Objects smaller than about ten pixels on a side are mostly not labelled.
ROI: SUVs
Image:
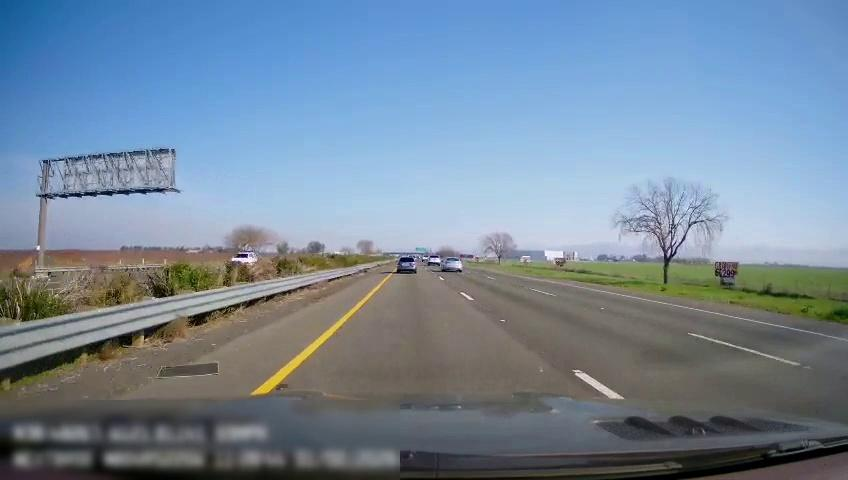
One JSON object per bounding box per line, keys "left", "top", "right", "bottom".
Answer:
{"left": 427, "top": 254, "right": 442, "bottom": 266}
{"left": 397, "top": 256, "right": 417, "bottom": 274}
{"left": 231, "top": 251, "right": 259, "bottom": 266}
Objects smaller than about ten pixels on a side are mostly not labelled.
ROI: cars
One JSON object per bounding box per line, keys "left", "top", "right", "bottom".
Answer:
{"left": 439, "top": 256, "right": 464, "bottom": 273}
